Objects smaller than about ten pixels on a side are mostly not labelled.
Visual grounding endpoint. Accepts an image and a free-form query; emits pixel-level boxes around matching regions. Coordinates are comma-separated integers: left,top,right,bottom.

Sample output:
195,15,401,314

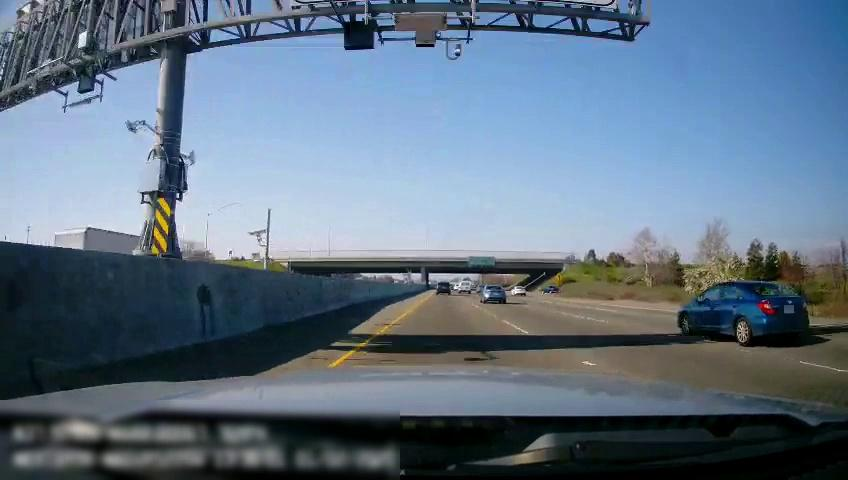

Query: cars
678,281,810,348
541,285,559,294
479,283,507,304
511,285,527,296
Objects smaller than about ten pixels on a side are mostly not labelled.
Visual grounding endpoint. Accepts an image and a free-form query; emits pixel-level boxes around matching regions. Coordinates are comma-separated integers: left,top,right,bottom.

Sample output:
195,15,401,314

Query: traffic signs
150,196,171,255
467,255,496,269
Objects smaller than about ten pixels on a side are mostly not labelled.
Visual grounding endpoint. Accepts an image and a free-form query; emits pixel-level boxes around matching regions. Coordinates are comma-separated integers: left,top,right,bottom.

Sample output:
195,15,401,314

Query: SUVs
435,280,452,296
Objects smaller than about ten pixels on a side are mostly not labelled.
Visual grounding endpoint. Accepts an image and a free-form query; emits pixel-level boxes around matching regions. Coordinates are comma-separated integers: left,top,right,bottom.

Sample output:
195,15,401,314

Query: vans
458,280,472,294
